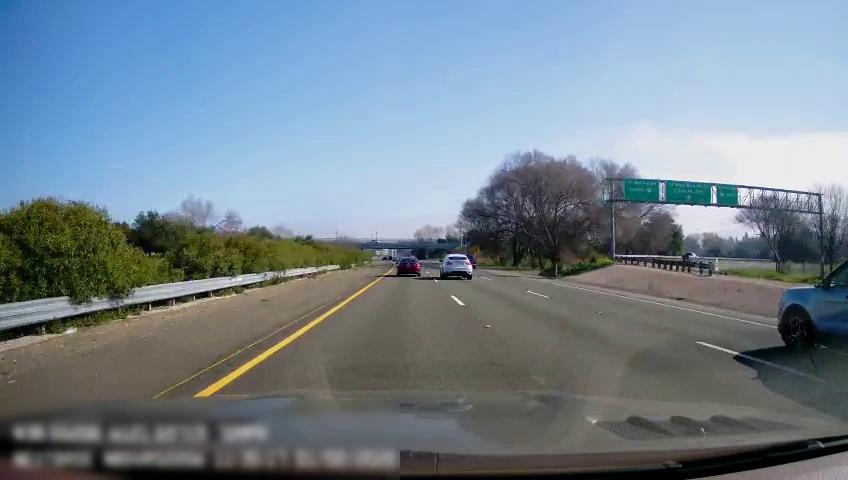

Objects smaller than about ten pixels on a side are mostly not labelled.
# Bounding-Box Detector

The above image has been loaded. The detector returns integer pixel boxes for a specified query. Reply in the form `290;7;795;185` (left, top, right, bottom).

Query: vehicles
466;253;477;270
777;257;848;352
396;256;421;276
437;253;473;281
682;252;699;262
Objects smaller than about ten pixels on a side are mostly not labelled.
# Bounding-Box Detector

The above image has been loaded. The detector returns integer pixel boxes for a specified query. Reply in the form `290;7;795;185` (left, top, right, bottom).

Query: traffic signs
623;178;660;202
717;183;738;206
664;180;712;205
